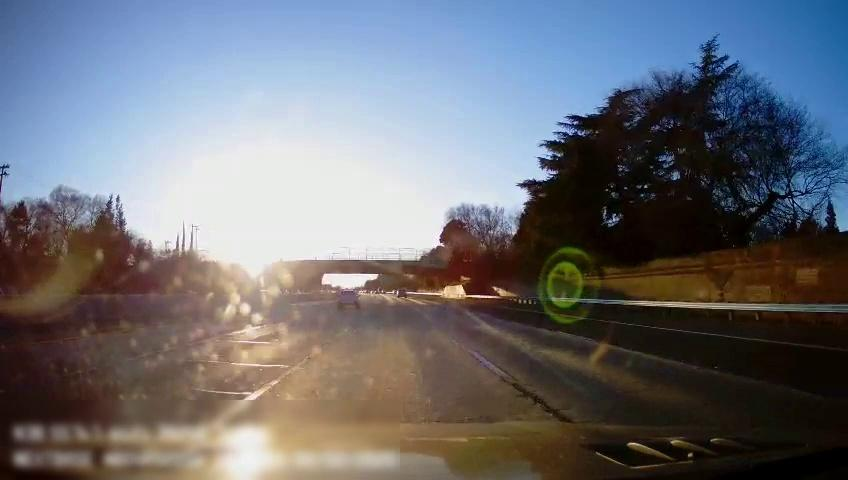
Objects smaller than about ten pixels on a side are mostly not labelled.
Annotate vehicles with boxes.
[396,288,408,299]
[336,289,360,309]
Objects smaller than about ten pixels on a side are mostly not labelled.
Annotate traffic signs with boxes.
[423,256,448,268]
